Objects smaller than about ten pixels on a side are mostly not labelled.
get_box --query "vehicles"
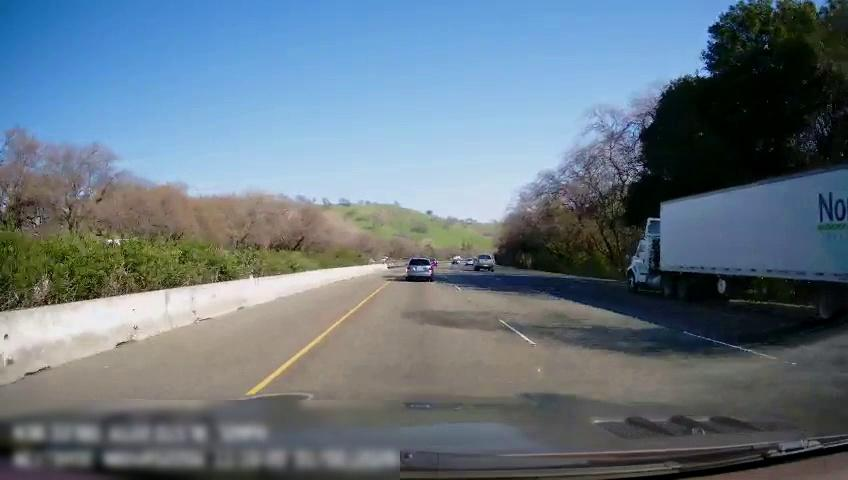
[404,258,433,282]
[473,254,495,272]
[623,166,848,324]
[105,239,128,247]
